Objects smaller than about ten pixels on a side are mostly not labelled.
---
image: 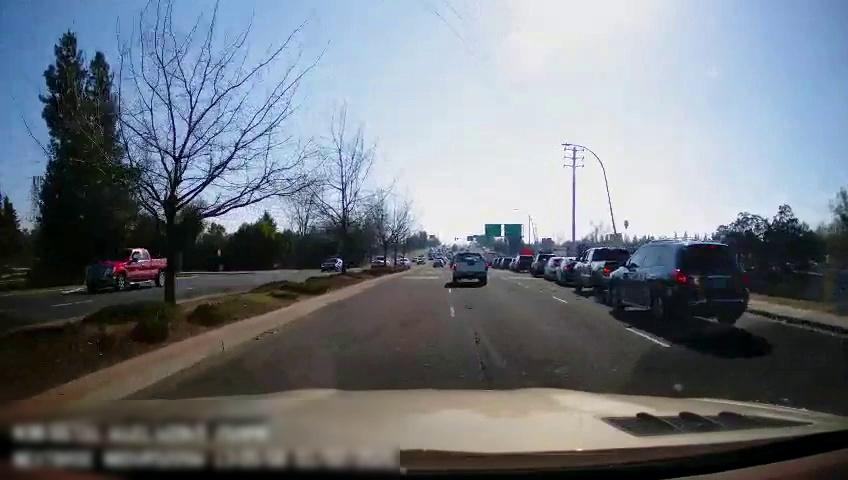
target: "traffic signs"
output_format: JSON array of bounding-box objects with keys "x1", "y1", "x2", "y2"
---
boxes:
[
  {"x1": 483, "y1": 223, "x2": 502, "y2": 239},
  {"x1": 503, "y1": 223, "x2": 524, "y2": 243}
]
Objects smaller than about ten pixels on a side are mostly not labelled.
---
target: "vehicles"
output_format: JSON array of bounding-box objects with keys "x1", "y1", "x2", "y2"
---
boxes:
[
  {"x1": 571, "y1": 247, "x2": 630, "y2": 306},
  {"x1": 512, "y1": 254, "x2": 533, "y2": 273},
  {"x1": 371, "y1": 255, "x2": 391, "y2": 268},
  {"x1": 320, "y1": 257, "x2": 343, "y2": 272},
  {"x1": 84, "y1": 248, "x2": 166, "y2": 292},
  {"x1": 432, "y1": 258, "x2": 444, "y2": 268},
  {"x1": 529, "y1": 253, "x2": 559, "y2": 276},
  {"x1": 450, "y1": 250, "x2": 489, "y2": 285},
  {"x1": 398, "y1": 257, "x2": 409, "y2": 264},
  {"x1": 544, "y1": 257, "x2": 563, "y2": 282},
  {"x1": 499, "y1": 257, "x2": 512, "y2": 270},
  {"x1": 557, "y1": 257, "x2": 580, "y2": 287},
  {"x1": 607, "y1": 239, "x2": 750, "y2": 334},
  {"x1": 508, "y1": 257, "x2": 515, "y2": 271},
  {"x1": 490, "y1": 257, "x2": 500, "y2": 269}
]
